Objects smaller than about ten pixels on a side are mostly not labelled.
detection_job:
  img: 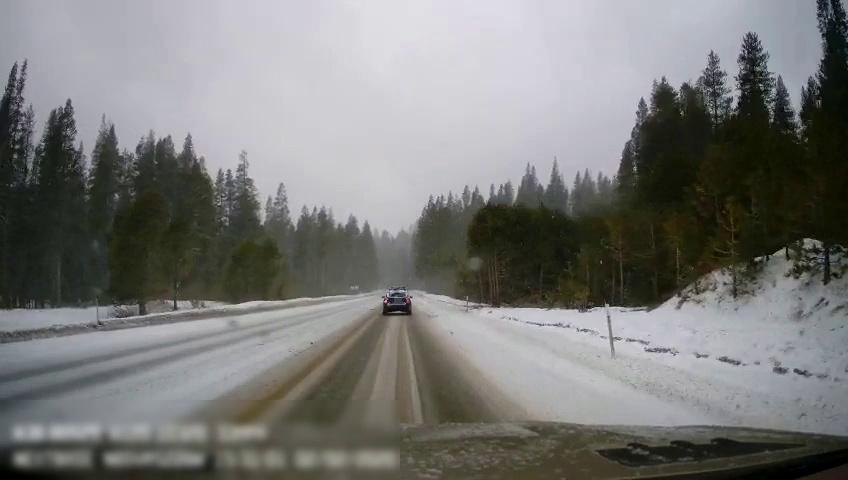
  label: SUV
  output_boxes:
[381,286,413,316]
